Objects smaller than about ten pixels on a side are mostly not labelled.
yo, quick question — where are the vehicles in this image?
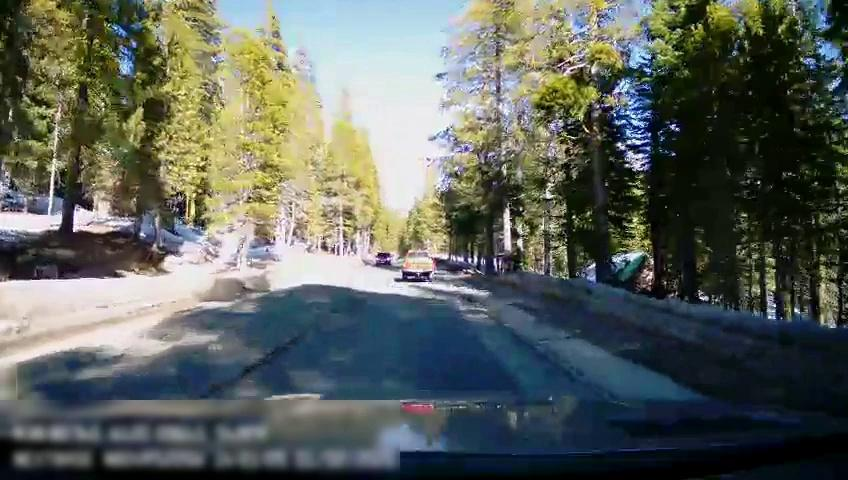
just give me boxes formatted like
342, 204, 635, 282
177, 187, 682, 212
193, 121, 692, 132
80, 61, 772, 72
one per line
374, 252, 392, 266
401, 249, 434, 281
